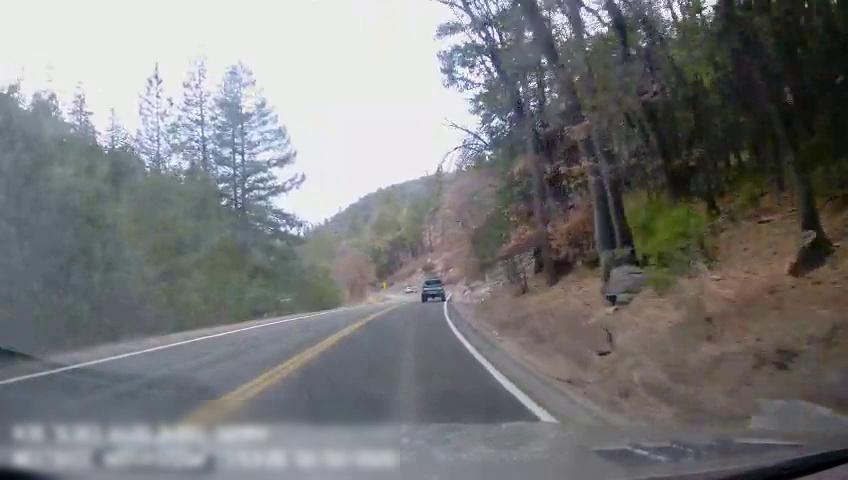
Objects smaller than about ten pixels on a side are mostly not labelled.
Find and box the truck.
[420,279,446,302]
